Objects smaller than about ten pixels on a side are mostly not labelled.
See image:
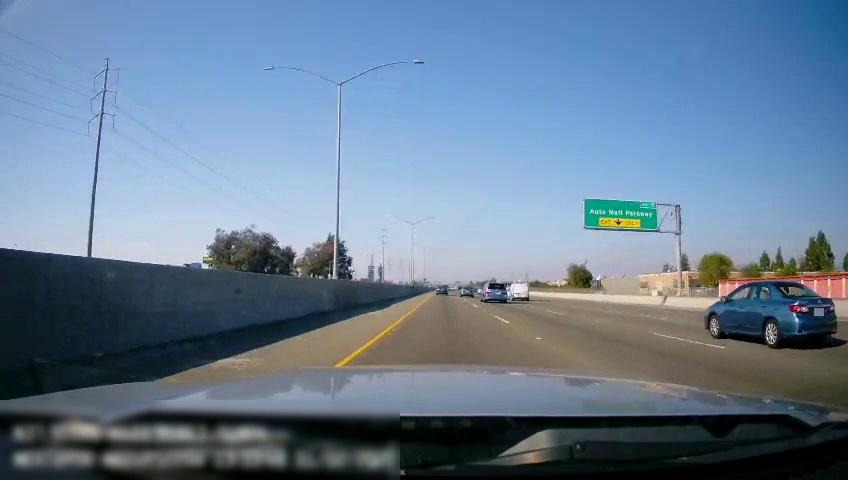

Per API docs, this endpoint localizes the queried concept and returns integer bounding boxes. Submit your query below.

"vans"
[507,283,529,302]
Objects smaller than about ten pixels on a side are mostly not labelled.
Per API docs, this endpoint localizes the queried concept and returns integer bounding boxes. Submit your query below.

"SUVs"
[480,283,508,304]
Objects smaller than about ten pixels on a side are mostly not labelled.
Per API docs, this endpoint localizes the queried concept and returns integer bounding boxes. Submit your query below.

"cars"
[460,286,475,298]
[703,281,838,349]
[435,285,448,295]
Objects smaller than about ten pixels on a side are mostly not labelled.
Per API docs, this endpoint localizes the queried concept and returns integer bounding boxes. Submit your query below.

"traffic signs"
[584,197,657,229]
